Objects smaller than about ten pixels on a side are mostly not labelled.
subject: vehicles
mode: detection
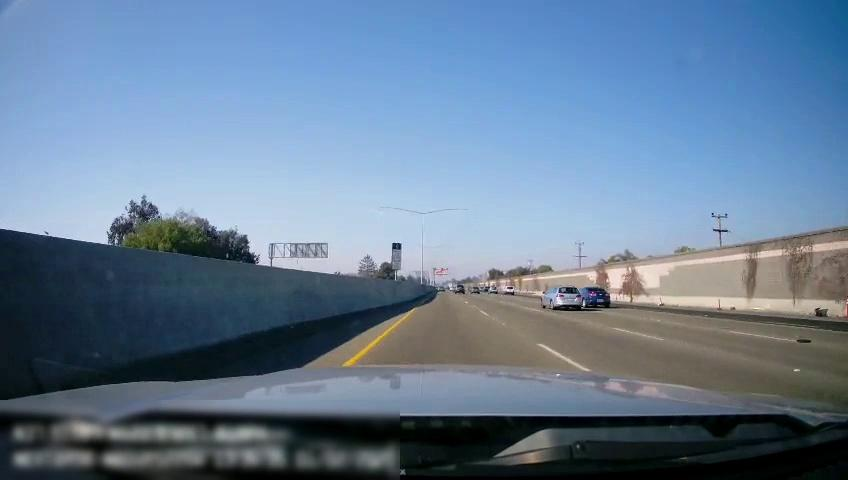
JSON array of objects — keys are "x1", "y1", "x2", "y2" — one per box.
[
  {"x1": 578, "y1": 287, "x2": 611, "y2": 309},
  {"x1": 454, "y1": 284, "x2": 465, "y2": 295},
  {"x1": 504, "y1": 285, "x2": 515, "y2": 295},
  {"x1": 540, "y1": 285, "x2": 583, "y2": 311},
  {"x1": 488, "y1": 286, "x2": 497, "y2": 294}
]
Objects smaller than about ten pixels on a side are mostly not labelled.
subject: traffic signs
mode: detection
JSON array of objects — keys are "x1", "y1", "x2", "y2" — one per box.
[{"x1": 392, "y1": 243, "x2": 402, "y2": 270}]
